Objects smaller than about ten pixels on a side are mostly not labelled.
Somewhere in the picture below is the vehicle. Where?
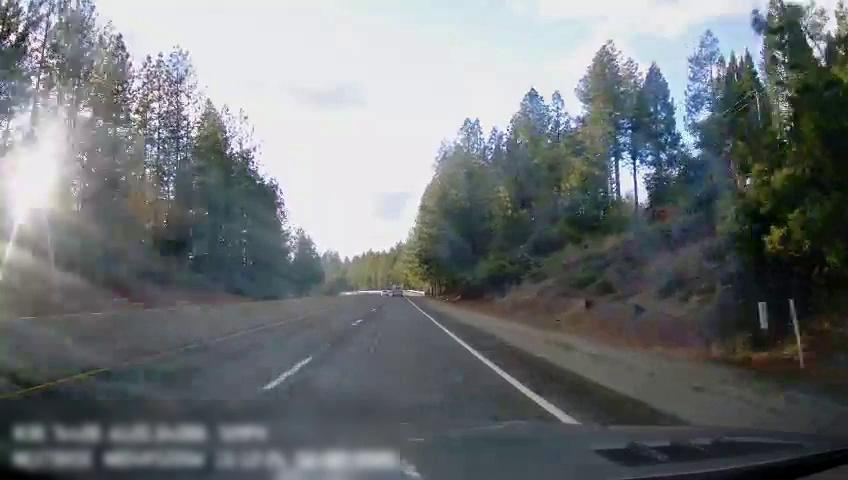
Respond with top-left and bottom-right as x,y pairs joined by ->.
392,284 -> 404,297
